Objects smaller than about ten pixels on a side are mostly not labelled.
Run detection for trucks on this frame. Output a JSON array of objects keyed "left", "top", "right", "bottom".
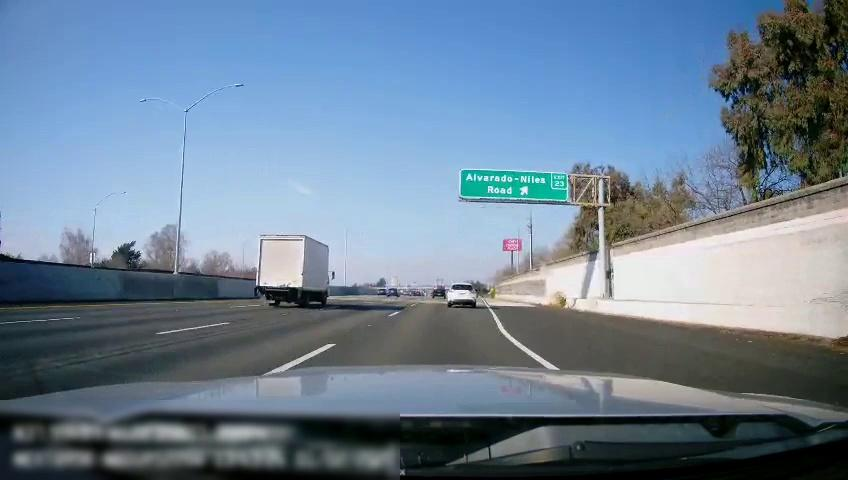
[{"left": 253, "top": 234, "right": 336, "bottom": 308}]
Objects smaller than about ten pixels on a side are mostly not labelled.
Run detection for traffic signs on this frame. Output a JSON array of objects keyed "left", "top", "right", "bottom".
[{"left": 458, "top": 168, "right": 569, "bottom": 203}]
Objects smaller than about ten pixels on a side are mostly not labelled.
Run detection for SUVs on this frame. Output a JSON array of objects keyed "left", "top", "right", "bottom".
[
  {"left": 447, "top": 283, "right": 478, "bottom": 307},
  {"left": 432, "top": 286, "right": 446, "bottom": 298}
]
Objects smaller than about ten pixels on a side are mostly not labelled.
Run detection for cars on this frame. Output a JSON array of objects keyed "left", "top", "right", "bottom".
[{"left": 386, "top": 287, "right": 401, "bottom": 297}]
